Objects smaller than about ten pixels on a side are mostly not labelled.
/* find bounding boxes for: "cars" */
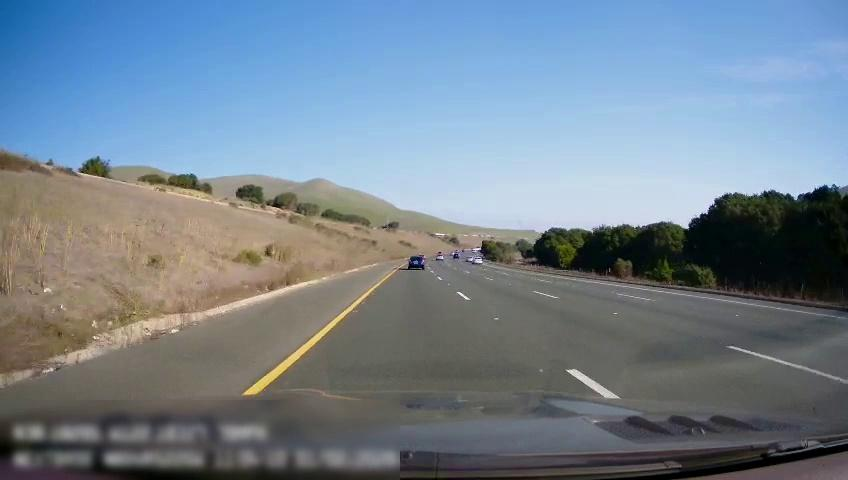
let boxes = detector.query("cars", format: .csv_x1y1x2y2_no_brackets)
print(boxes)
472,256,483,265
408,256,426,270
